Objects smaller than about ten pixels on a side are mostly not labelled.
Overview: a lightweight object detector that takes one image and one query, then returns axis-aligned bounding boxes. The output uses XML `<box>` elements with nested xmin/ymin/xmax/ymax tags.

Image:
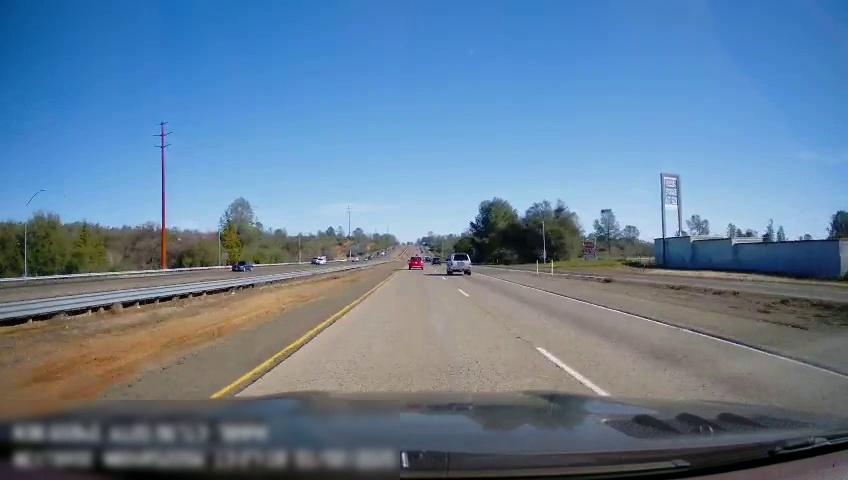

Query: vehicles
<box><xmin>315</xmin><ymin>258</ymin><xmax>326</xmax><ymax>265</ymax></box>
<box><xmin>231</xmin><ymin>260</ymin><xmax>254</xmax><ymax>273</ymax></box>
<box><xmin>445</xmin><ymin>252</ymin><xmax>472</xmax><ymax>276</ymax></box>
<box><xmin>408</xmin><ymin>255</ymin><xmax>425</xmax><ymax>270</ymax></box>
<box><xmin>311</xmin><ymin>256</ymin><xmax>318</xmax><ymax>265</ymax></box>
